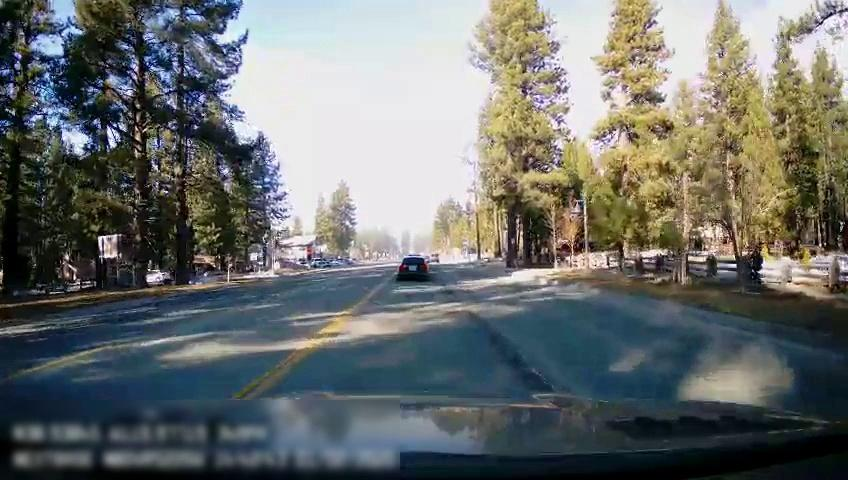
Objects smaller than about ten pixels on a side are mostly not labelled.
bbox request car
[399,256,429,281]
